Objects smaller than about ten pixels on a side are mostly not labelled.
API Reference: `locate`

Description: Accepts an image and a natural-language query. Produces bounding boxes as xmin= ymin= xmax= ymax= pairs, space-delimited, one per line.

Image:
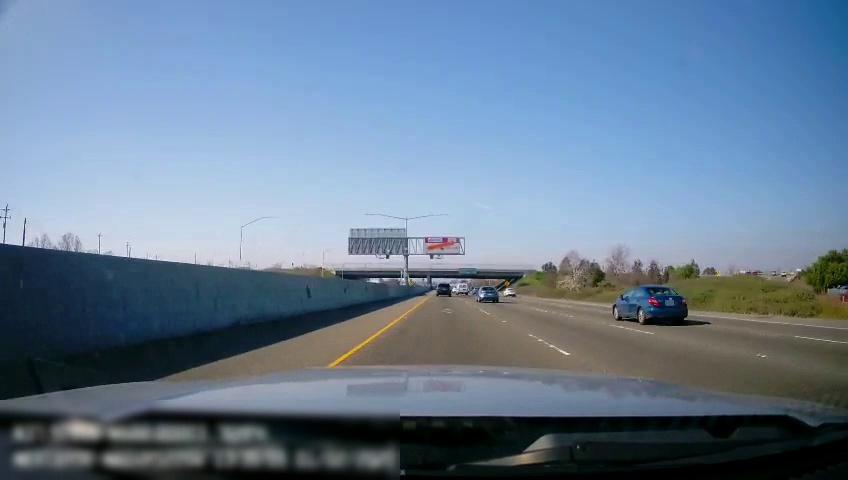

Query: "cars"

xmin=503 ymin=287 xmax=516 ymax=298
xmin=611 ymin=284 xmax=689 ymax=325
xmin=476 ymin=285 xmax=500 ymax=303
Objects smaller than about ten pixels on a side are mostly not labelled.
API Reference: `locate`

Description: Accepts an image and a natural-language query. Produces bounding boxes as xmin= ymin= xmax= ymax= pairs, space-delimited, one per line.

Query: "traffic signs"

xmin=463 ymin=270 xmax=479 ymax=277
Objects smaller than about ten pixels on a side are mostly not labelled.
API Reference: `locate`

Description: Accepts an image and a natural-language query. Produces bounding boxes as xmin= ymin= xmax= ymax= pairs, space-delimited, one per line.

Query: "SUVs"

xmin=435 ymin=282 xmax=452 ymax=297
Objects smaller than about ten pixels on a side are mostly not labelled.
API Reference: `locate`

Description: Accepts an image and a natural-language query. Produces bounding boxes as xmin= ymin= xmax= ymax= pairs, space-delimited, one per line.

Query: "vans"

xmin=457 ymin=282 xmax=468 ymax=295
